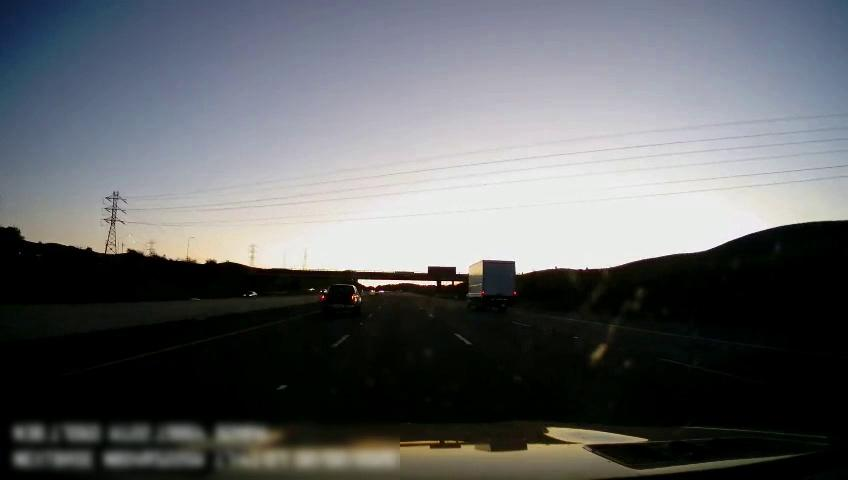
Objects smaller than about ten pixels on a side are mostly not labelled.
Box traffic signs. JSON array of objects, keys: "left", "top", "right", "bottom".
[{"left": 394, "top": 271, "right": 415, "bottom": 276}]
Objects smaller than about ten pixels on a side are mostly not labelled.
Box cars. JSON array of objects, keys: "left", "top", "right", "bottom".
[{"left": 242, "top": 290, "right": 258, "bottom": 298}]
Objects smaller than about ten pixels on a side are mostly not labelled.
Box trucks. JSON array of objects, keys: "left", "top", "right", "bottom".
[
  {"left": 321, "top": 284, "right": 361, "bottom": 316},
  {"left": 467, "top": 258, "right": 518, "bottom": 313}
]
